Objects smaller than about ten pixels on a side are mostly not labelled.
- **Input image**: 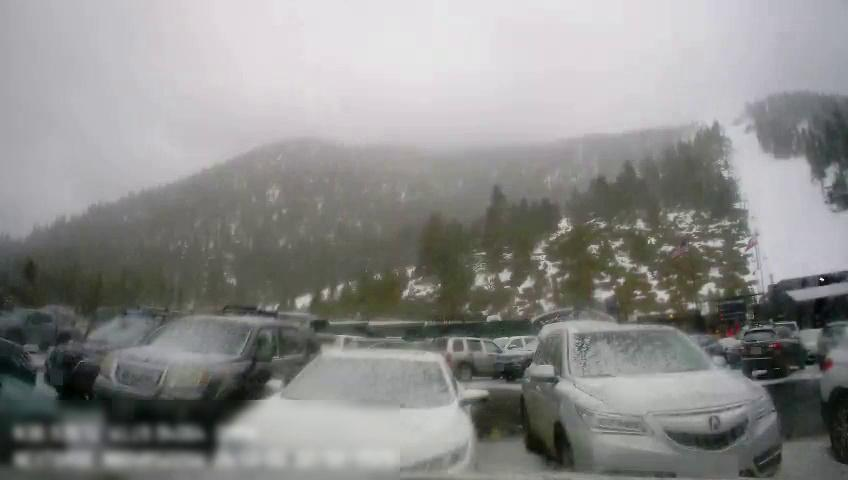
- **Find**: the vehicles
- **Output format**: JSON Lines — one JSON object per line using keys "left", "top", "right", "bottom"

{"left": 47, "top": 318, "right": 170, "bottom": 403}
{"left": 818, "top": 322, "right": 847, "bottom": 358}
{"left": 518, "top": 321, "right": 782, "bottom": 480}
{"left": 685, "top": 335, "right": 726, "bottom": 357}
{"left": 318, "top": 333, "right": 368, "bottom": 349}
{"left": 214, "top": 348, "right": 491, "bottom": 473}
{"left": 343, "top": 338, "right": 426, "bottom": 351}
{"left": 772, "top": 321, "right": 800, "bottom": 333}
{"left": 820, "top": 332, "right": 848, "bottom": 465}
{"left": 799, "top": 329, "right": 821, "bottom": 362}
{"left": 494, "top": 336, "right": 537, "bottom": 352}
{"left": 0, "top": 308, "right": 85, "bottom": 354}
{"left": 736, "top": 327, "right": 805, "bottom": 378}
{"left": 493, "top": 340, "right": 539, "bottom": 380}
{"left": 429, "top": 336, "right": 505, "bottom": 383}
{"left": 0, "top": 337, "right": 41, "bottom": 386}
{"left": 97, "top": 315, "right": 322, "bottom": 458}
{"left": 0, "top": 372, "right": 73, "bottom": 467}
